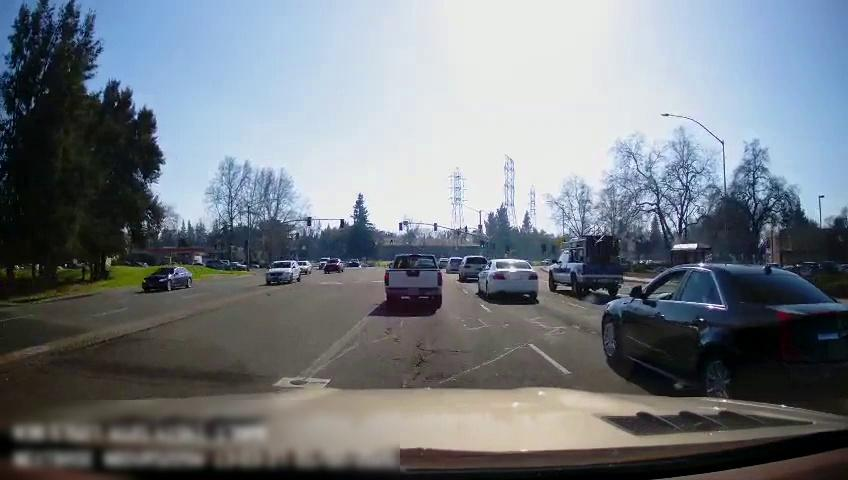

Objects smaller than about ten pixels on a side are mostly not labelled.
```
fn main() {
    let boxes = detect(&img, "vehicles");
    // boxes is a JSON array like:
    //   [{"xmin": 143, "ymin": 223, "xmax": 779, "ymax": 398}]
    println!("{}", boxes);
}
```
[
  {"xmin": 324, "ymin": 258, "xmax": 345, "ymax": 274},
  {"xmin": 265, "ymin": 259, "xmax": 302, "ymax": 287},
  {"xmin": 439, "ymin": 257, "xmax": 450, "ymax": 270},
  {"xmin": 350, "ymin": 258, "xmax": 361, "ymax": 267},
  {"xmin": 457, "ymin": 255, "xmax": 487, "ymax": 281},
  {"xmin": 445, "ymin": 256, "xmax": 464, "ymax": 273},
  {"xmin": 547, "ymin": 234, "xmax": 626, "ymax": 297},
  {"xmin": 384, "ymin": 252, "xmax": 442, "ymax": 308},
  {"xmin": 599, "ymin": 263, "xmax": 848, "ymax": 399},
  {"xmin": 141, "ymin": 264, "xmax": 192, "ymax": 293},
  {"xmin": 318, "ymin": 257, "xmax": 330, "ymax": 269},
  {"xmin": 297, "ymin": 260, "xmax": 314, "ymax": 276},
  {"xmin": 477, "ymin": 258, "xmax": 539, "ymax": 300}
]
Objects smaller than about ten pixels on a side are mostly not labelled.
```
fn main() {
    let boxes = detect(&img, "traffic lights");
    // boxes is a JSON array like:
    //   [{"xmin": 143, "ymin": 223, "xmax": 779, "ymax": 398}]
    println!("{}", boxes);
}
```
[{"xmin": 306, "ymin": 216, "xmax": 312, "ymax": 227}]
